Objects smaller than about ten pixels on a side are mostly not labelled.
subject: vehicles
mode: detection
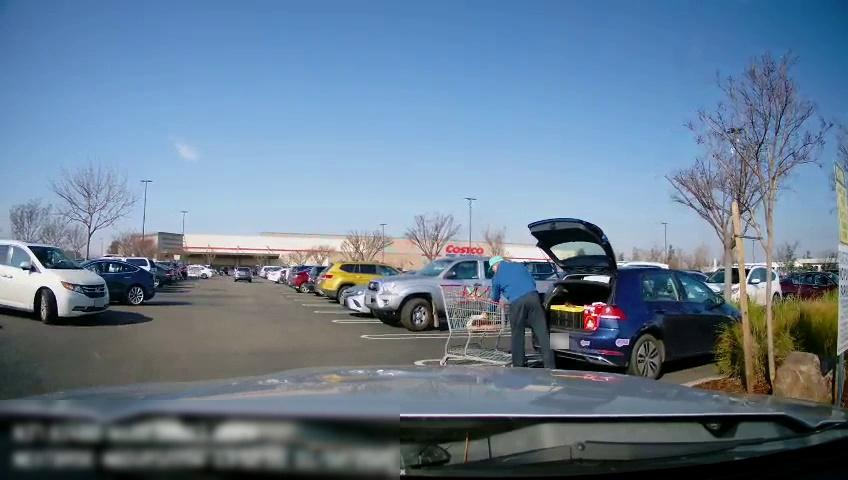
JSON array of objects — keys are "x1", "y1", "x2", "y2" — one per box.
[
  {"x1": 267, "y1": 267, "x2": 289, "y2": 283},
  {"x1": 315, "y1": 260, "x2": 399, "y2": 306},
  {"x1": 83, "y1": 258, "x2": 157, "y2": 307},
  {"x1": 157, "y1": 267, "x2": 178, "y2": 283},
  {"x1": 779, "y1": 269, "x2": 840, "y2": 301},
  {"x1": 0, "y1": 239, "x2": 111, "y2": 324},
  {"x1": 706, "y1": 263, "x2": 784, "y2": 305},
  {"x1": 306, "y1": 264, "x2": 327, "y2": 289},
  {"x1": 528, "y1": 217, "x2": 737, "y2": 379},
  {"x1": 287, "y1": 264, "x2": 313, "y2": 293},
  {"x1": 345, "y1": 287, "x2": 371, "y2": 315},
  {"x1": 618, "y1": 260, "x2": 671, "y2": 271},
  {"x1": 186, "y1": 264, "x2": 214, "y2": 279},
  {"x1": 234, "y1": 264, "x2": 252, "y2": 281},
  {"x1": 364, "y1": 252, "x2": 554, "y2": 333},
  {"x1": 102, "y1": 255, "x2": 162, "y2": 290}
]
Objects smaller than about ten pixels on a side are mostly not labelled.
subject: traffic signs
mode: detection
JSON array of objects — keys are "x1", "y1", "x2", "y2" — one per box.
[
  {"x1": 836, "y1": 164, "x2": 848, "y2": 245},
  {"x1": 838, "y1": 241, "x2": 848, "y2": 351}
]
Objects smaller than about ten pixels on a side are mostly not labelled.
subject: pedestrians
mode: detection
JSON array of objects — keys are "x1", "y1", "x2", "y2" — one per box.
[
  {"x1": 182, "y1": 266, "x2": 189, "y2": 280},
  {"x1": 486, "y1": 254, "x2": 557, "y2": 369}
]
